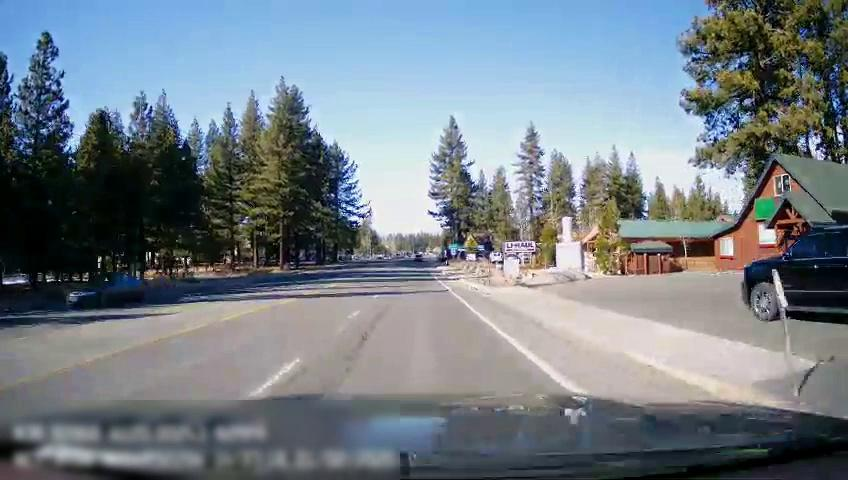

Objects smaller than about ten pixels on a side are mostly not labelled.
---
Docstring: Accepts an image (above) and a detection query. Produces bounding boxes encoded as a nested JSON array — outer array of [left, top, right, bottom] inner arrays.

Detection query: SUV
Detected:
[[742, 227, 848, 323]]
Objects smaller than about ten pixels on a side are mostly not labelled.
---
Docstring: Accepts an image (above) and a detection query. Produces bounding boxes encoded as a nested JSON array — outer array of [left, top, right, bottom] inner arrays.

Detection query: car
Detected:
[[63, 277, 136, 312]]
